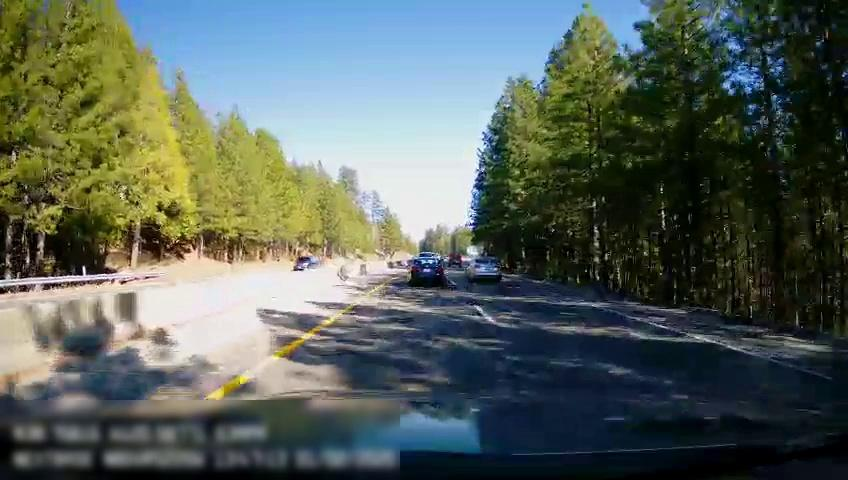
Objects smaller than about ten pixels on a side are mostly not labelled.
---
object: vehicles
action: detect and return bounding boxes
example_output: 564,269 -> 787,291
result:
450,255 -> 464,267
408,256 -> 445,285
464,256 -> 499,283
419,251 -> 434,257
292,255 -> 320,273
